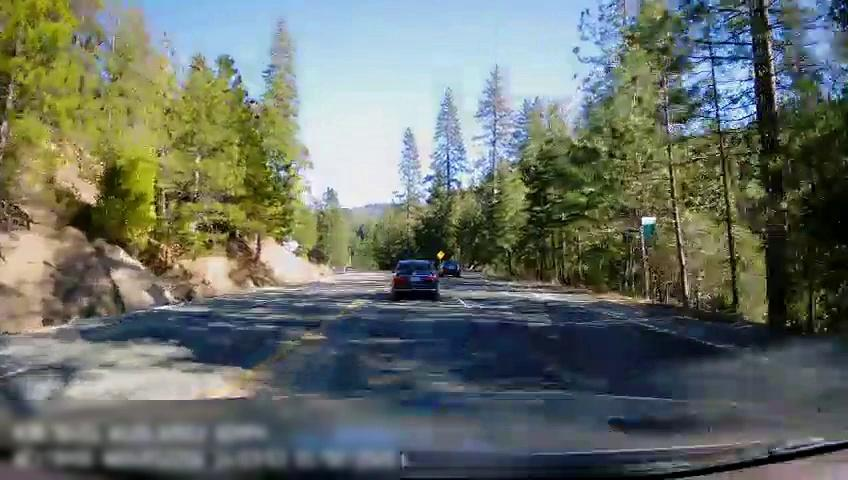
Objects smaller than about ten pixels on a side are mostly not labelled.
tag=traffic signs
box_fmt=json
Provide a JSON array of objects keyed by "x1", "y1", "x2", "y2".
[
  {"x1": 641, "y1": 215, "x2": 657, "y2": 240},
  {"x1": 435, "y1": 249, "x2": 446, "y2": 260}
]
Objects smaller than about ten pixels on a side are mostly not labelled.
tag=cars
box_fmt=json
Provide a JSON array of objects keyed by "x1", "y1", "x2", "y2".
[
  {"x1": 391, "y1": 259, "x2": 440, "y2": 298},
  {"x1": 436, "y1": 259, "x2": 461, "y2": 278}
]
